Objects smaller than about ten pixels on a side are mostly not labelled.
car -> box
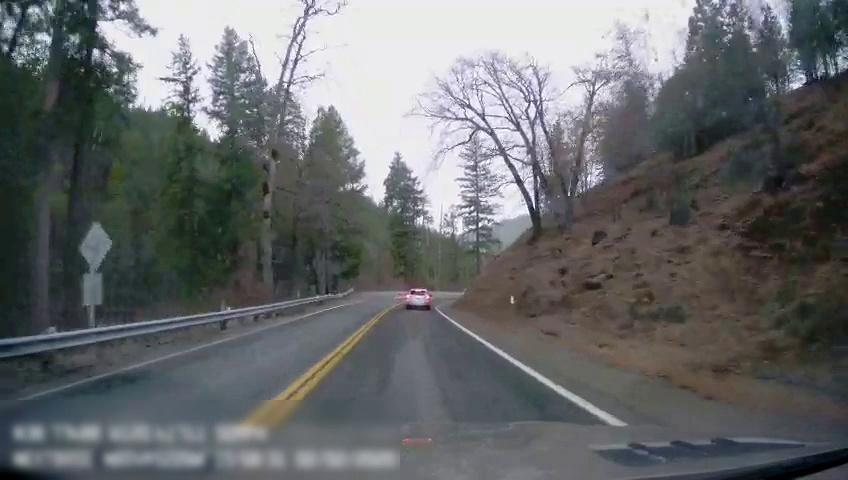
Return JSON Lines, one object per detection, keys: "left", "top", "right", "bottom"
{"left": 405, "top": 288, "right": 432, "bottom": 310}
